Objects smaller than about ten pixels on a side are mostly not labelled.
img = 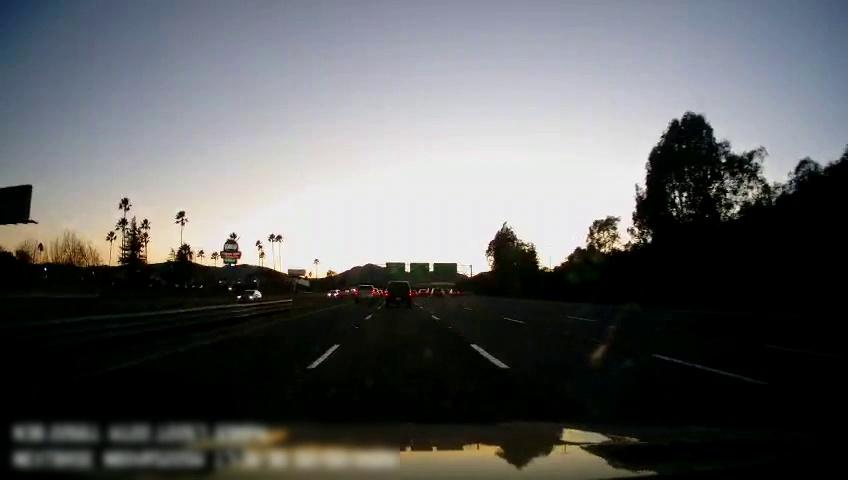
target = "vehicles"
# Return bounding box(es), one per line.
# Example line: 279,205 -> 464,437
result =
354,284 -> 376,303
327,289 -> 342,297
430,287 -> 445,299
384,280 -> 412,308
236,289 -> 263,302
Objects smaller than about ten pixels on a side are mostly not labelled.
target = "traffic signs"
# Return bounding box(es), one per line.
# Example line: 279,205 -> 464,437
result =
385,262 -> 406,277
409,262 -> 430,278
432,262 -> 458,278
